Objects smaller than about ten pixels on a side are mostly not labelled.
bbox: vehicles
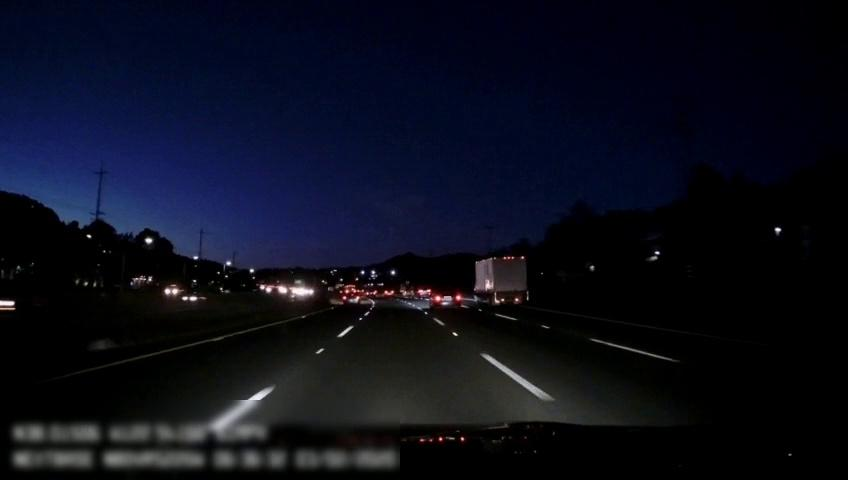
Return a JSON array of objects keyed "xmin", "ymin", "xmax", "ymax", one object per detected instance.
[
  {"xmin": 179, "ymin": 290, "xmax": 208, "ymax": 305},
  {"xmin": 342, "ymin": 290, "xmax": 362, "ymax": 306},
  {"xmin": 162, "ymin": 284, "xmax": 184, "ymax": 297},
  {"xmin": 429, "ymin": 287, "xmax": 461, "ymax": 309},
  {"xmin": 473, "ymin": 256, "xmax": 527, "ymax": 309}
]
